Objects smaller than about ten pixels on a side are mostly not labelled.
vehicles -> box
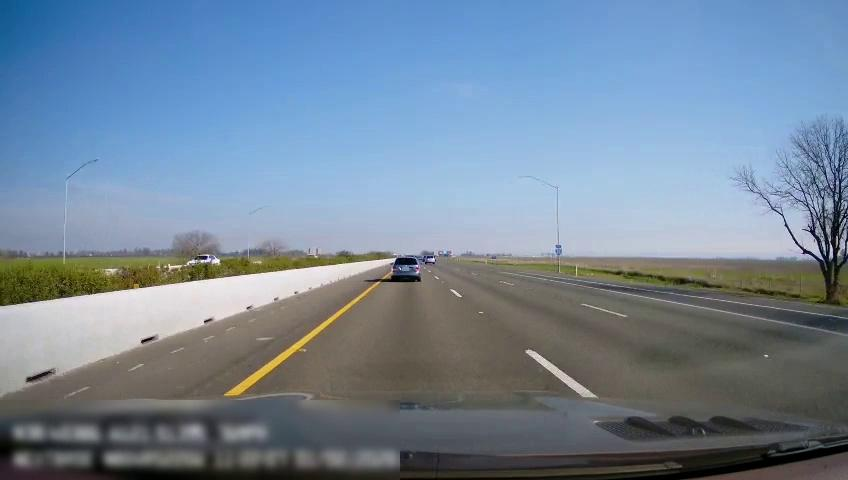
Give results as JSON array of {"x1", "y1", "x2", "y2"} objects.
[
  {"x1": 303, "y1": 253, "x2": 319, "y2": 261},
  {"x1": 187, "y1": 254, "x2": 221, "y2": 266},
  {"x1": 424, "y1": 255, "x2": 436, "y2": 265},
  {"x1": 389, "y1": 256, "x2": 422, "y2": 283}
]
